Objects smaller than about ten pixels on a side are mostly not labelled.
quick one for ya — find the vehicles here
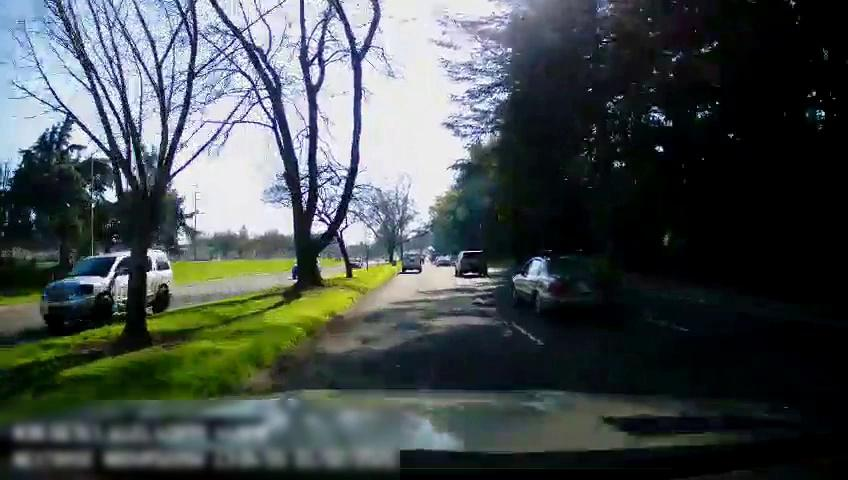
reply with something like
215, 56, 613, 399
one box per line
400, 253, 423, 275
40, 247, 178, 335
453, 249, 488, 278
291, 257, 322, 281
349, 257, 364, 269
436, 254, 452, 267
510, 254, 614, 318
